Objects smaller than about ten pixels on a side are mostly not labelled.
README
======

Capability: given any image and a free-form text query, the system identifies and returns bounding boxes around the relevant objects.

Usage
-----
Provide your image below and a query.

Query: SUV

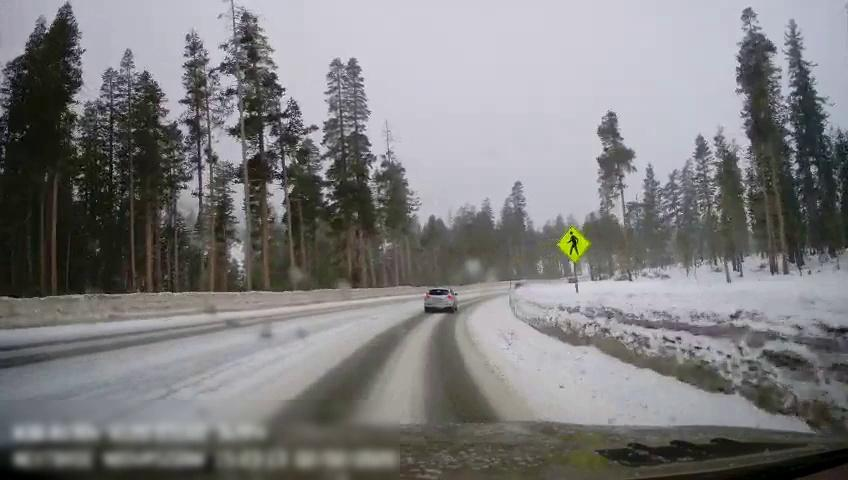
[424,287,458,314]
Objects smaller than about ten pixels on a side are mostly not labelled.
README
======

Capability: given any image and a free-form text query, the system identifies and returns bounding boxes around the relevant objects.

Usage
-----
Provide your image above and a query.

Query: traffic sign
[556,225,592,264]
